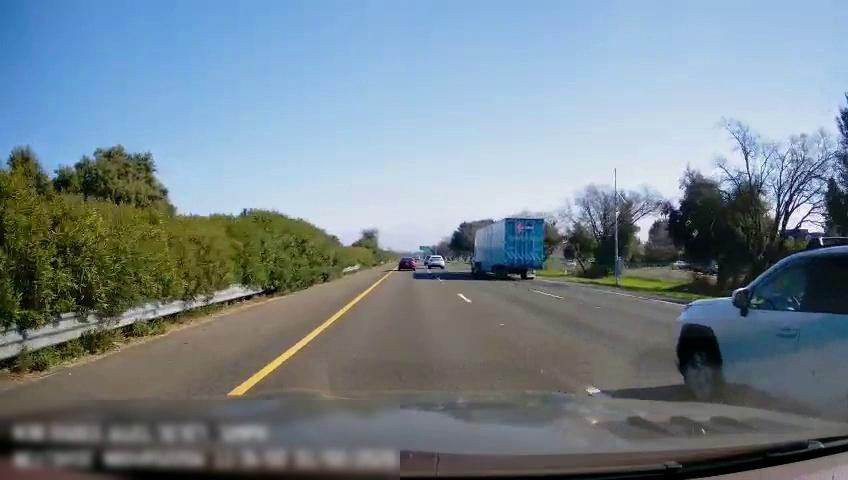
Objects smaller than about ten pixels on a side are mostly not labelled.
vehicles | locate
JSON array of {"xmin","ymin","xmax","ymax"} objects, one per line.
[
  {"xmin": 396, "ymin": 255, "xmax": 416, "ymax": 272},
  {"xmin": 428, "ymin": 255, "xmax": 445, "ymax": 269},
  {"xmin": 471, "ymin": 218, "xmax": 545, "ymax": 281},
  {"xmin": 423, "ymin": 255, "xmax": 430, "ymax": 267},
  {"xmin": 673, "ymin": 245, "xmax": 848, "ymax": 423}
]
